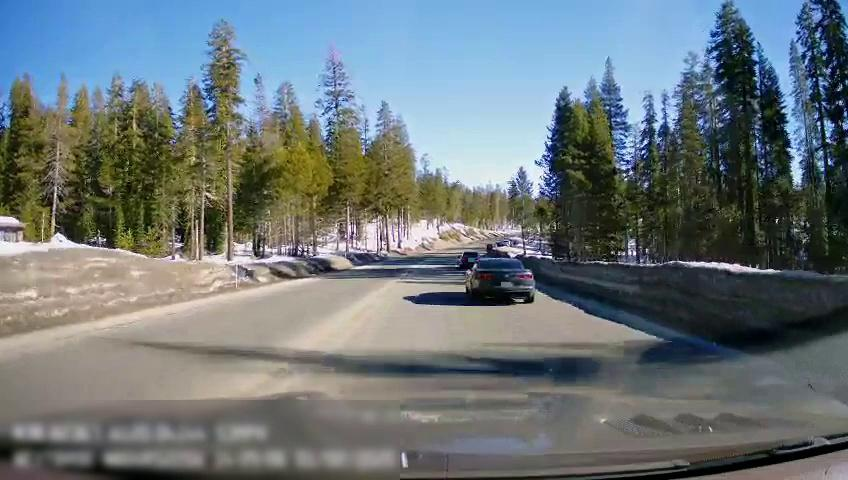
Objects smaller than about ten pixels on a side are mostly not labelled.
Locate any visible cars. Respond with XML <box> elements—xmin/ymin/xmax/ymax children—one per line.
<box><xmin>461</xmin><ymin>252</ymin><xmax>480</xmax><ymax>268</ymax></box>
<box><xmin>463</xmin><ymin>256</ymin><xmax>535</xmax><ymax>306</ymax></box>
